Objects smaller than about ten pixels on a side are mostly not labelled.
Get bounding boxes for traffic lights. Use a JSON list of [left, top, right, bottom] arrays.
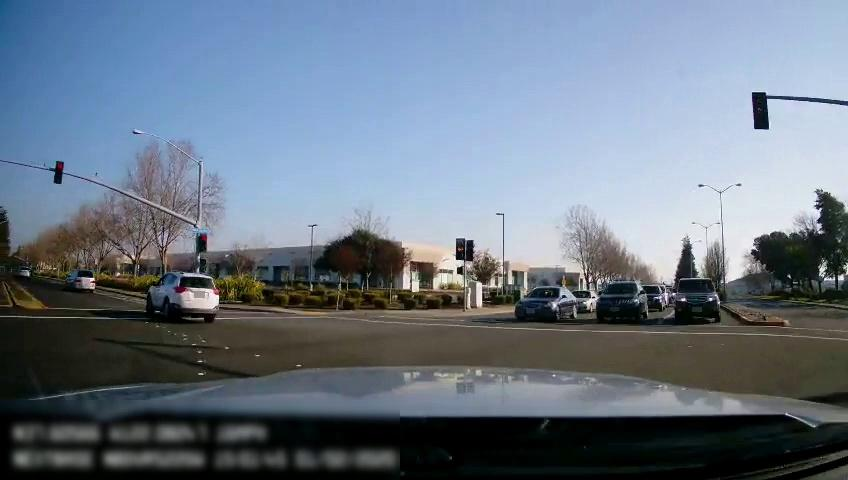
[[197, 232, 208, 254], [53, 159, 66, 186], [466, 238, 475, 262], [455, 237, 466, 262], [752, 90, 769, 130]]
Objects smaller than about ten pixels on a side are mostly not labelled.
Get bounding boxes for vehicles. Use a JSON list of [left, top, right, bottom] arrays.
[[659, 284, 670, 307], [144, 271, 219, 322], [62, 270, 97, 294], [672, 276, 722, 323], [572, 289, 599, 314], [515, 286, 578, 322], [595, 280, 649, 323], [13, 265, 33, 281], [643, 285, 666, 313]]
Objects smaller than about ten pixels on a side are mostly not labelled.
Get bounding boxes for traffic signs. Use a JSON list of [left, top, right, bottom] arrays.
[[194, 227, 208, 233]]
